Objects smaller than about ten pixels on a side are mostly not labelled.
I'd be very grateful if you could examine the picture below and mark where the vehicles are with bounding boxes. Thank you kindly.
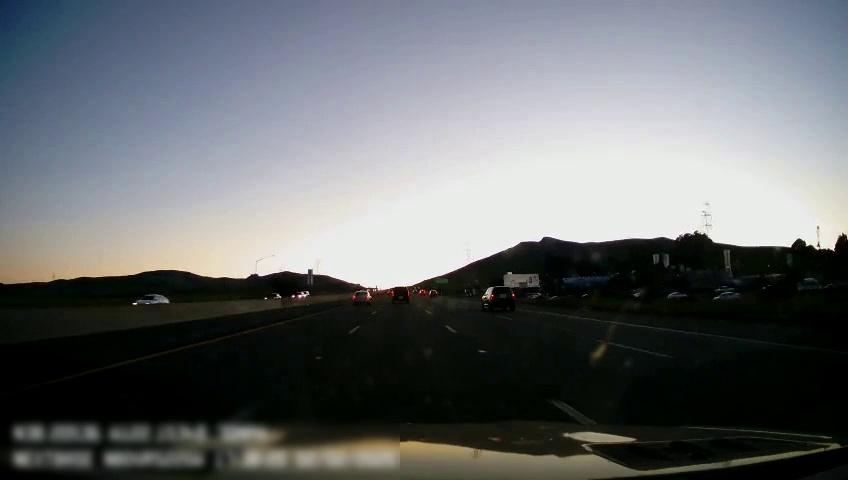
[299,290,310,298]
[352,290,372,306]
[263,293,282,300]
[291,292,306,298]
[391,286,410,304]
[714,286,735,293]
[667,292,687,300]
[132,294,169,306]
[713,292,740,302]
[797,278,822,291]
[481,287,515,312]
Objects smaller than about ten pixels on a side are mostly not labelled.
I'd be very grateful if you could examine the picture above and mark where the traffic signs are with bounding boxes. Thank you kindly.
[434,278,448,284]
